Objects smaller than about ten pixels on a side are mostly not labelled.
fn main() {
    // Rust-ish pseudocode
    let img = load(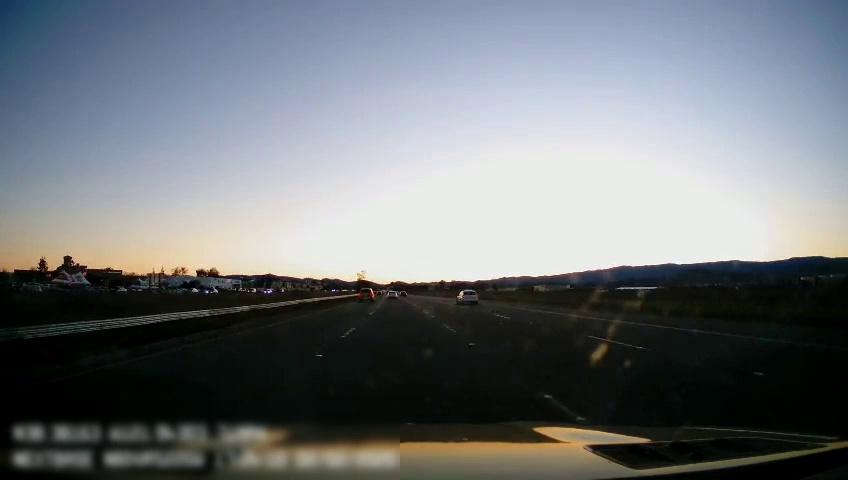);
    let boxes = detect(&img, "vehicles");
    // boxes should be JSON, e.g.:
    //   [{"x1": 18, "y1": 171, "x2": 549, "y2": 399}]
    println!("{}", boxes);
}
[
  {"x1": 263, "y1": 289, "x2": 274, "y2": 295},
  {"x1": 386, "y1": 291, "x2": 398, "y2": 301},
  {"x1": 358, "y1": 288, "x2": 374, "y2": 302},
  {"x1": 456, "y1": 290, "x2": 478, "y2": 306},
  {"x1": 204, "y1": 286, "x2": 218, "y2": 295}
]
